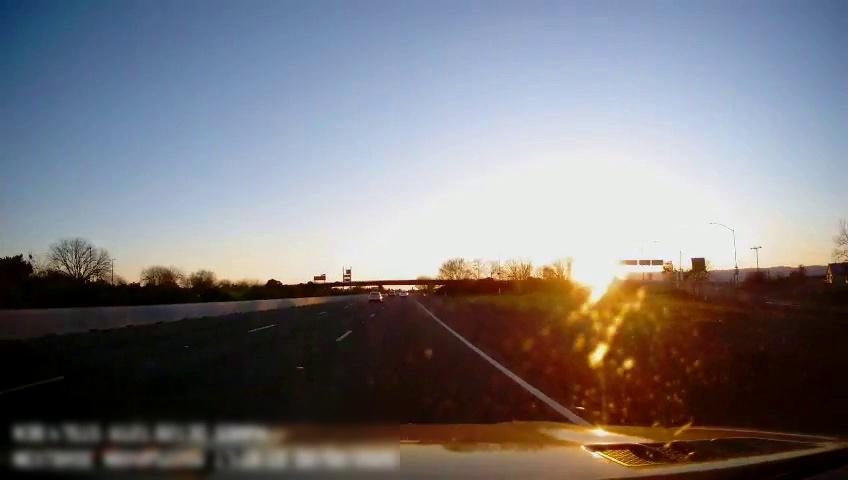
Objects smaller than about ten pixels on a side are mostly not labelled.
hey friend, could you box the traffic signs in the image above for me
[651,260,664,266]
[638,260,651,267]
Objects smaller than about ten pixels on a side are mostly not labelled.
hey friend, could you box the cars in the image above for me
[367,291,383,305]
